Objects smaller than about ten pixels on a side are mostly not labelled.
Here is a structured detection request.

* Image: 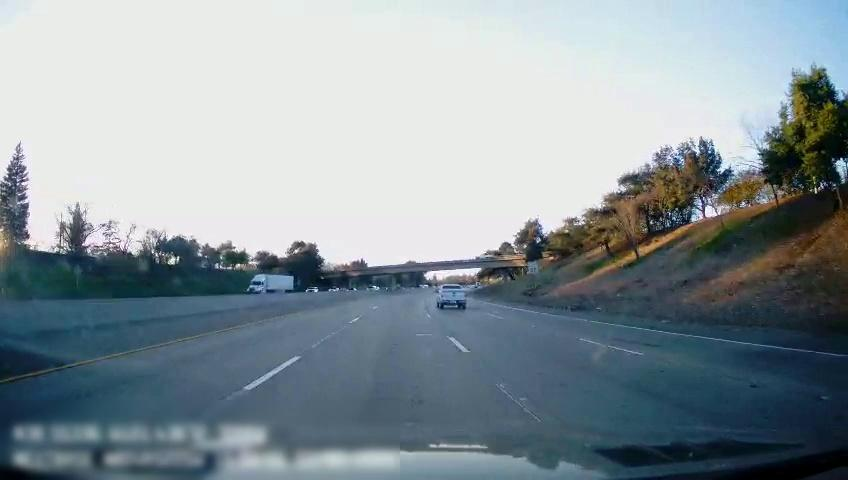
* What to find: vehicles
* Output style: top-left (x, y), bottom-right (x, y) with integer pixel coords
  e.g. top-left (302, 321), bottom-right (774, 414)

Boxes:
top-left (436, 284), bottom-right (466, 309)
top-left (328, 286), bottom-right (339, 291)
top-left (246, 273), bottom-right (295, 294)
top-left (306, 286), bottom-right (319, 292)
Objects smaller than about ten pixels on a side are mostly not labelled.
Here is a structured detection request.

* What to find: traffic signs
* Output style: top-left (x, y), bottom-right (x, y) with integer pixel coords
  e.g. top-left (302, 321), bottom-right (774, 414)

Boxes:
top-left (527, 261), bottom-right (538, 275)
